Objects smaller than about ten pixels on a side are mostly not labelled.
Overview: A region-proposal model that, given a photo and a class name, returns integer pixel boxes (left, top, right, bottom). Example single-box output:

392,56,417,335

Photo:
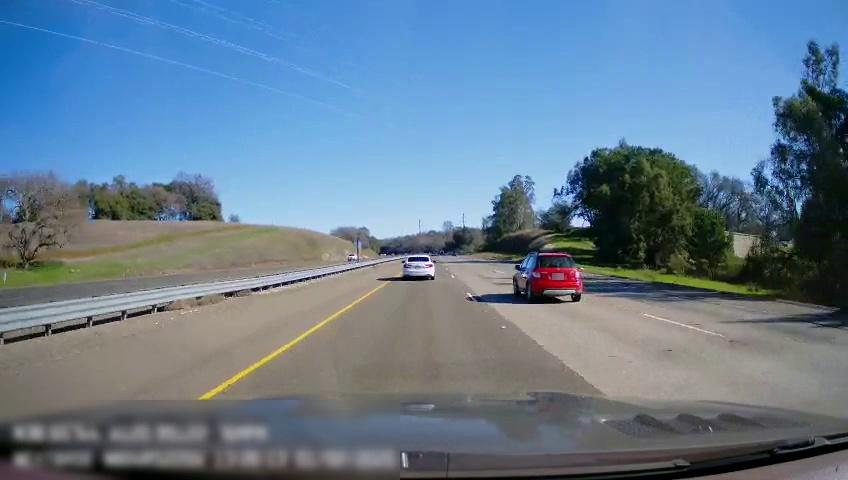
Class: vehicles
513,253,583,303
400,255,437,280
347,253,358,261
